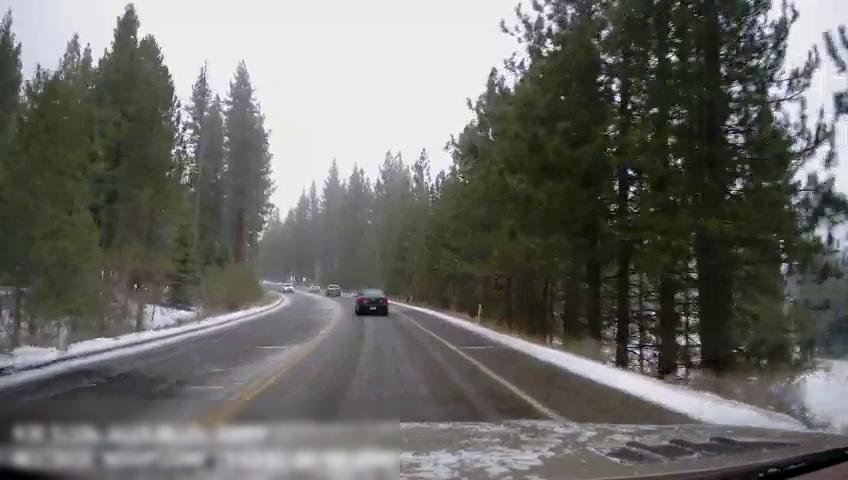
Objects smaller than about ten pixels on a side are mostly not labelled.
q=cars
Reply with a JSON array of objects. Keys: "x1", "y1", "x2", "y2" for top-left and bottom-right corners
[
  {"x1": 326, "y1": 284, "x2": 341, "y2": 297},
  {"x1": 355, "y1": 287, "x2": 389, "y2": 316}
]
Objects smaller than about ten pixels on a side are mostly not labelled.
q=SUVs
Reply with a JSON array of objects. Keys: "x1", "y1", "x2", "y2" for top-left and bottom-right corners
[{"x1": 282, "y1": 282, "x2": 294, "y2": 294}]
